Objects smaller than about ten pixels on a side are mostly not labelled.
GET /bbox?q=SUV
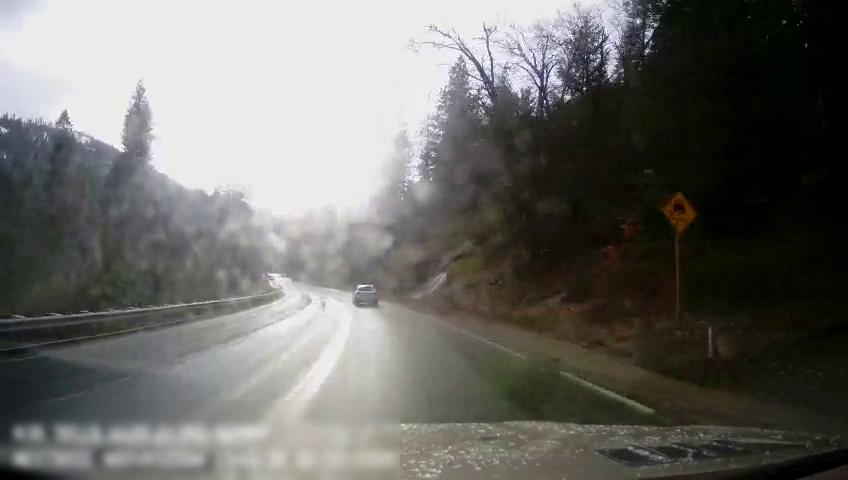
[352,284,378,306]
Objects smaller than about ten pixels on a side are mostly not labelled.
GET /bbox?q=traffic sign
[659,189,698,237]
